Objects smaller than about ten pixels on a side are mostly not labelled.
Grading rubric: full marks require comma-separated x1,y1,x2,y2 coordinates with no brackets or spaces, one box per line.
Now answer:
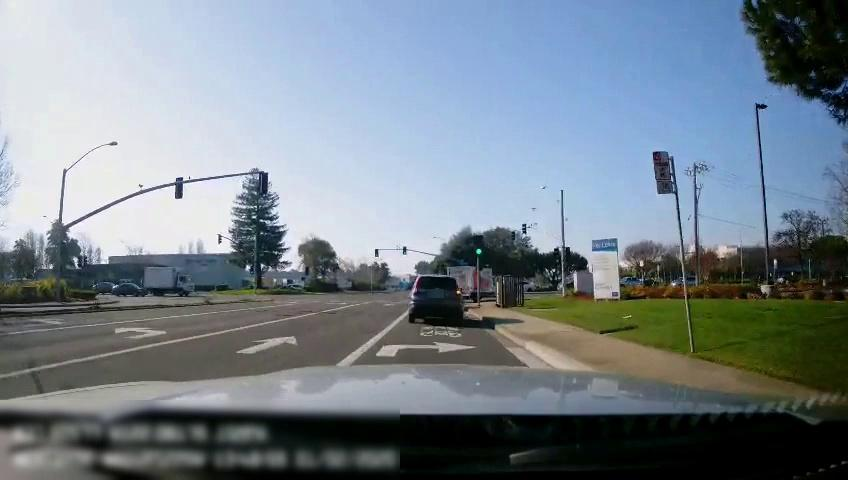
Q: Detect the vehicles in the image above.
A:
617,277,640,287
93,282,118,295
447,266,501,304
113,283,146,297
408,274,465,323
144,268,192,296
670,276,700,288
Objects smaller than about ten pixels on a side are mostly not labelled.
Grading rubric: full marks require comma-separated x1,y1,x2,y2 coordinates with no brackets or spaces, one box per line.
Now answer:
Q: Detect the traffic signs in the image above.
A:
653,150,673,194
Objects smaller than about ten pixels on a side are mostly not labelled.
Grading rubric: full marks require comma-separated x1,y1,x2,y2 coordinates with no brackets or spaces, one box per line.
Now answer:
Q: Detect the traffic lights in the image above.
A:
473,235,484,256
521,223,527,235
174,176,183,199
259,172,268,195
